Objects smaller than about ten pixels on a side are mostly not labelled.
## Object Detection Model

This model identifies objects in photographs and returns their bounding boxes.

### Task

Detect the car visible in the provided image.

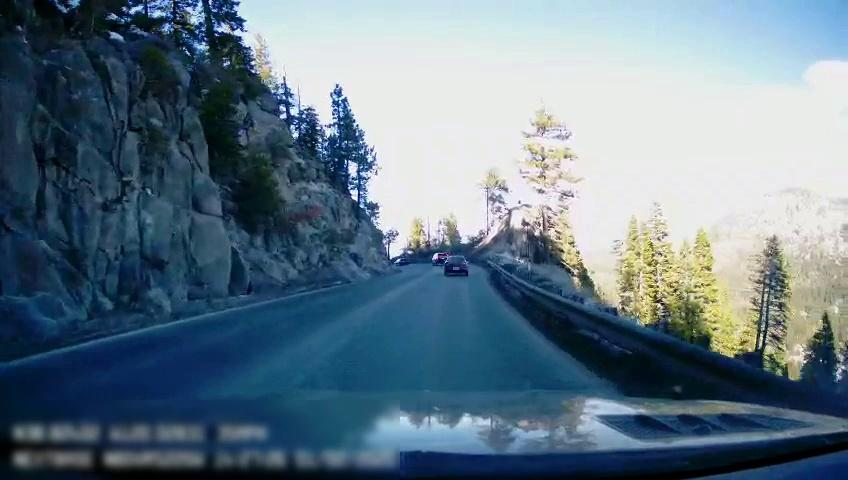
[443,256,468,276]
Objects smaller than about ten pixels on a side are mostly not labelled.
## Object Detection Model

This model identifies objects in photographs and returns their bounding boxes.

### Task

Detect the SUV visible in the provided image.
[432,252,448,265]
